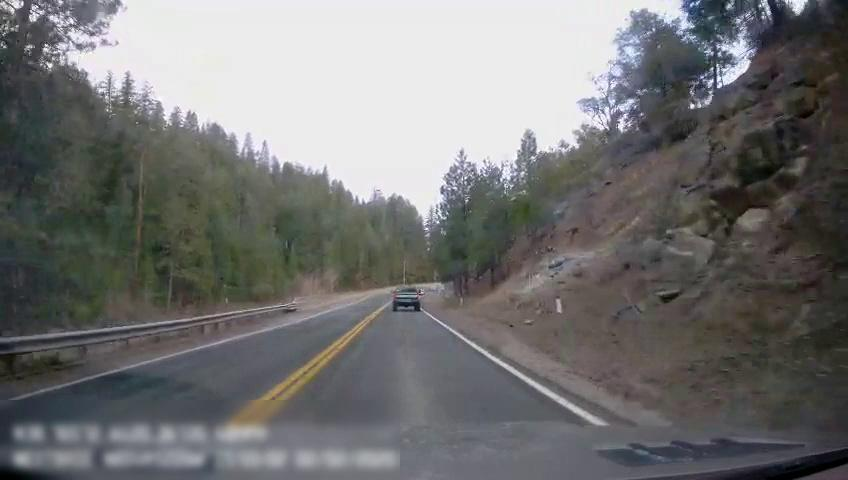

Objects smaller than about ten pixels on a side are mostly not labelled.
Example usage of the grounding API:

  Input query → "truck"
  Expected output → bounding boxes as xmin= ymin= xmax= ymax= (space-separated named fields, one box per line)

xmin=390 ymin=284 xmax=421 ymax=312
